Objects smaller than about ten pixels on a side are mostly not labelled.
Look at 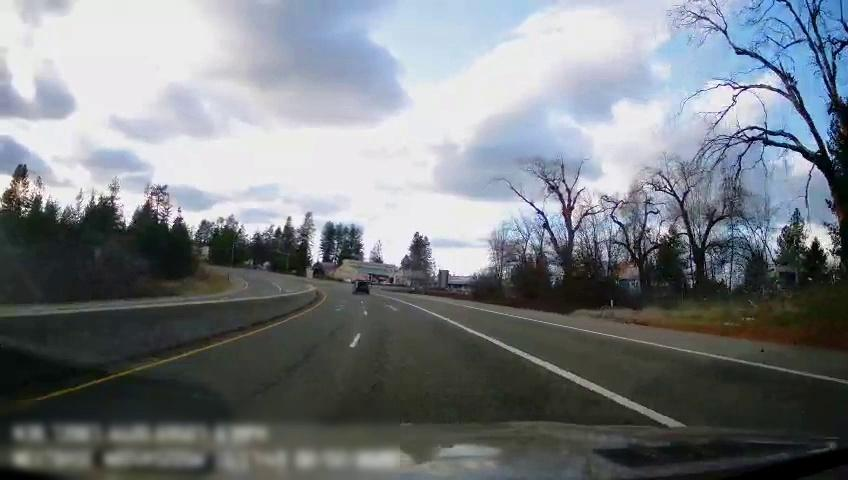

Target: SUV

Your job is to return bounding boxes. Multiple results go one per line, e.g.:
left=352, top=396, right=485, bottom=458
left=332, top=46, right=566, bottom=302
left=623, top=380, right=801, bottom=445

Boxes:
left=351, top=280, right=371, bottom=295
